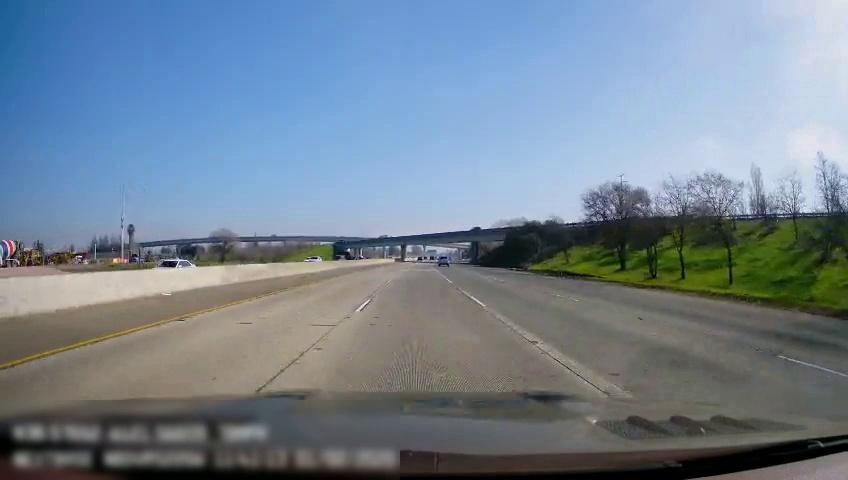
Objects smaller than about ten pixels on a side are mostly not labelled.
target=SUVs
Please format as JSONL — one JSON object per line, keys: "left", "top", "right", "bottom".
{"left": 437, "top": 256, "right": 449, "bottom": 266}
{"left": 308, "top": 256, "right": 323, "bottom": 263}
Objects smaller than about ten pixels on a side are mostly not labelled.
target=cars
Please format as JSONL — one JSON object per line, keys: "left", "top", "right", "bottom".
{"left": 153, "top": 258, "right": 197, "bottom": 271}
